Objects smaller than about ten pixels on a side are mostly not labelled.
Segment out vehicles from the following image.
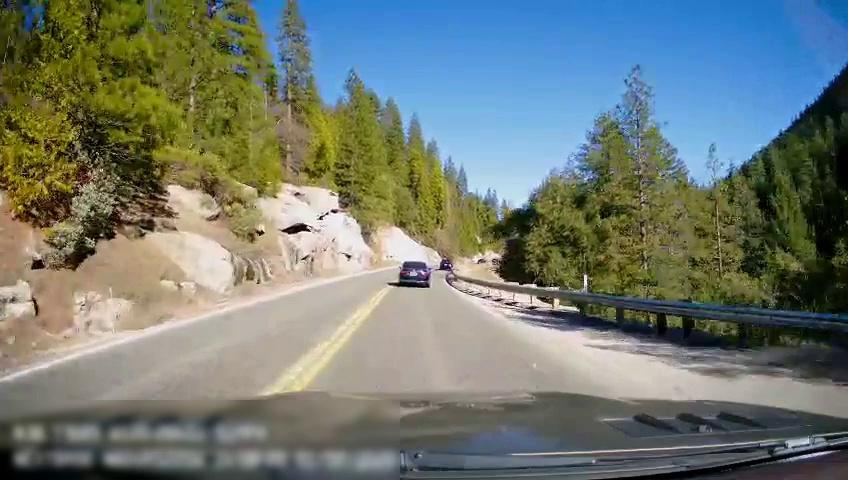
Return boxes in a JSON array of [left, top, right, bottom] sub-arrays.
[[439, 257, 454, 271], [398, 260, 431, 288]]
